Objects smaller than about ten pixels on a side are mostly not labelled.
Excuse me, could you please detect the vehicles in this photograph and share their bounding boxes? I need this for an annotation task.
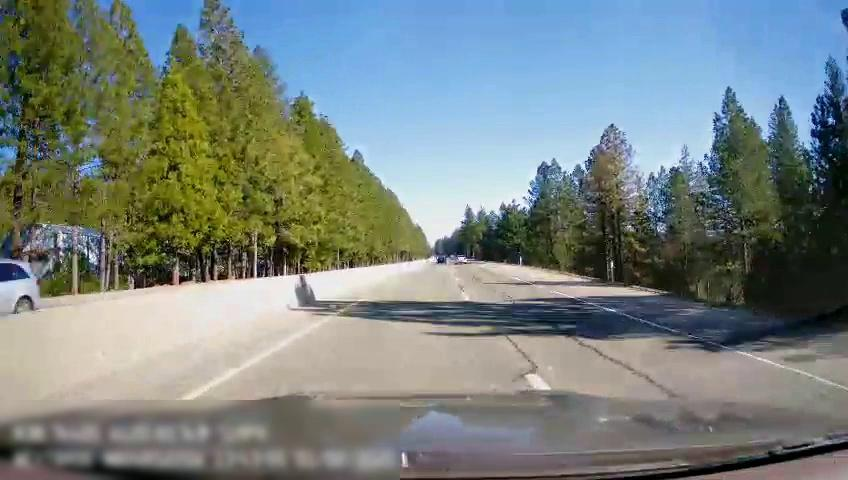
[435,254,448,265]
[0,259,40,318]
[454,254,467,265]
